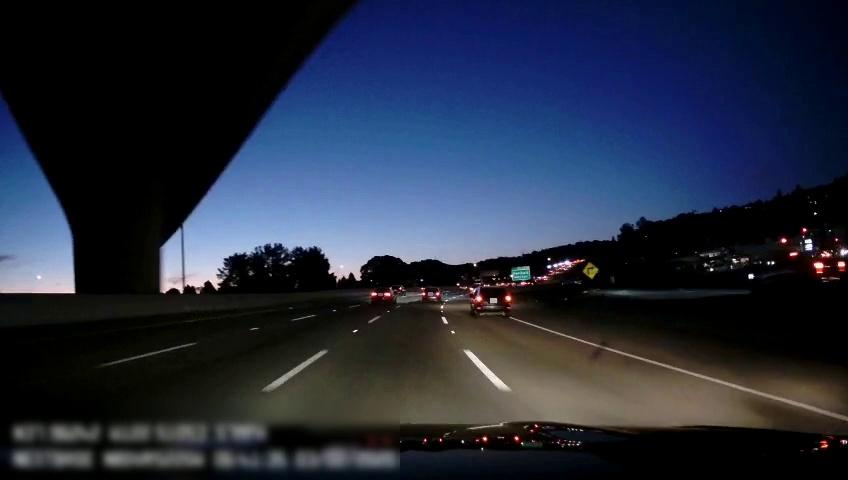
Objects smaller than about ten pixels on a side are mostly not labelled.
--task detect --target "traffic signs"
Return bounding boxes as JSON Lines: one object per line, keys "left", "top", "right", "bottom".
{"left": 583, "top": 262, "right": 599, "bottom": 279}
{"left": 512, "top": 265, "right": 531, "bottom": 280}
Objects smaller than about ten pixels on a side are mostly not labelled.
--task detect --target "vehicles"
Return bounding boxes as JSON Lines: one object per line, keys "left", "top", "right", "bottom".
{"left": 422, "top": 288, "right": 442, "bottom": 304}
{"left": 393, "top": 284, "right": 407, "bottom": 297}
{"left": 746, "top": 249, "right": 848, "bottom": 300}
{"left": 370, "top": 286, "right": 399, "bottom": 308}
{"left": 468, "top": 286, "right": 512, "bottom": 320}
